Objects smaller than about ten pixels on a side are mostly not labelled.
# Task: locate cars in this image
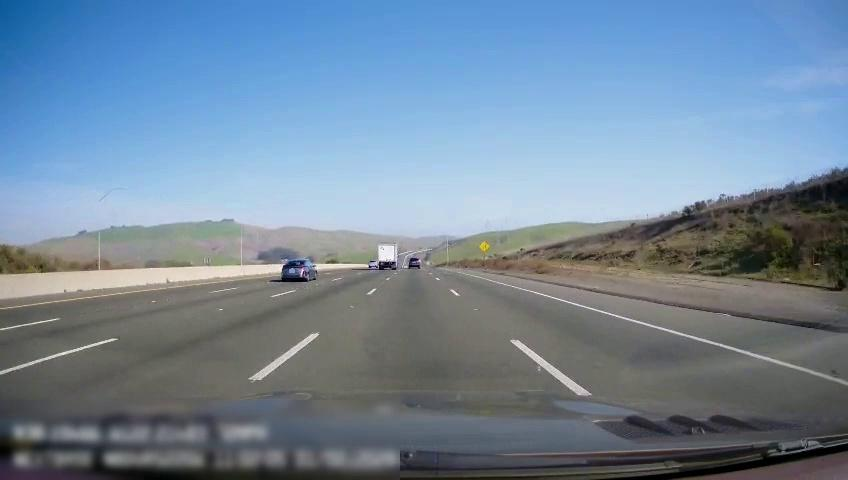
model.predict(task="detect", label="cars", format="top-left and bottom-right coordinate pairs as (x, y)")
top-left (368, 259), bottom-right (378, 269)
top-left (280, 258), bottom-right (318, 282)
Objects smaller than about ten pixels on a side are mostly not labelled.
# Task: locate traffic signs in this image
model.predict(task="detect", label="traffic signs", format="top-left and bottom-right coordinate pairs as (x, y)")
top-left (479, 240), bottom-right (490, 253)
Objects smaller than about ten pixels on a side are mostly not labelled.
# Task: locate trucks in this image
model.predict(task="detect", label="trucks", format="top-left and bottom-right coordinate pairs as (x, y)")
top-left (378, 243), bottom-right (397, 271)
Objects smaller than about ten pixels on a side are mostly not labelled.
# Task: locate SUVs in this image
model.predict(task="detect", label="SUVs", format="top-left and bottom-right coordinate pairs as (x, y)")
top-left (408, 257), bottom-right (421, 270)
